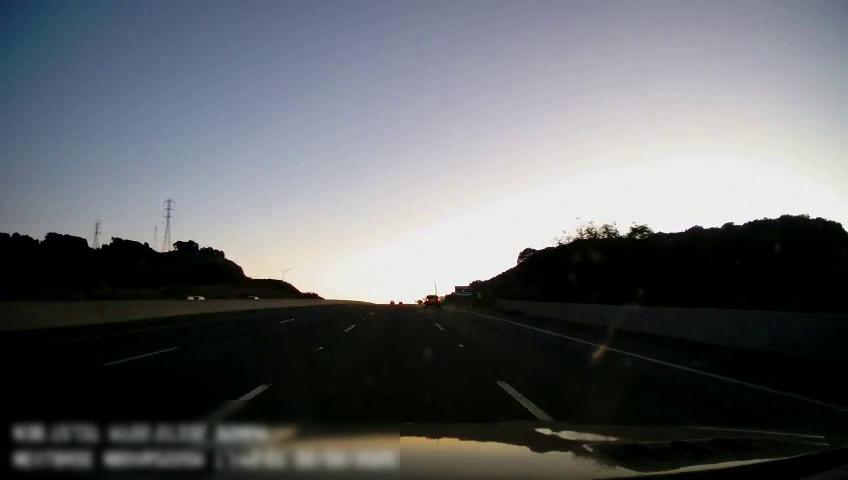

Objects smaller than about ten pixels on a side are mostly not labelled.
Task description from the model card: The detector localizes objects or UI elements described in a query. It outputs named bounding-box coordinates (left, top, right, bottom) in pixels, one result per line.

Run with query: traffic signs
left=454, top=285, right=473, bottom=297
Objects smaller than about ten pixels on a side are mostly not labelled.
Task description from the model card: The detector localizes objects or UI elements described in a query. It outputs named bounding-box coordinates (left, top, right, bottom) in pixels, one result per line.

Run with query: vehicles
left=421, top=295, right=442, bottom=310
left=248, top=295, right=259, bottom=300
left=187, top=295, right=206, bottom=301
